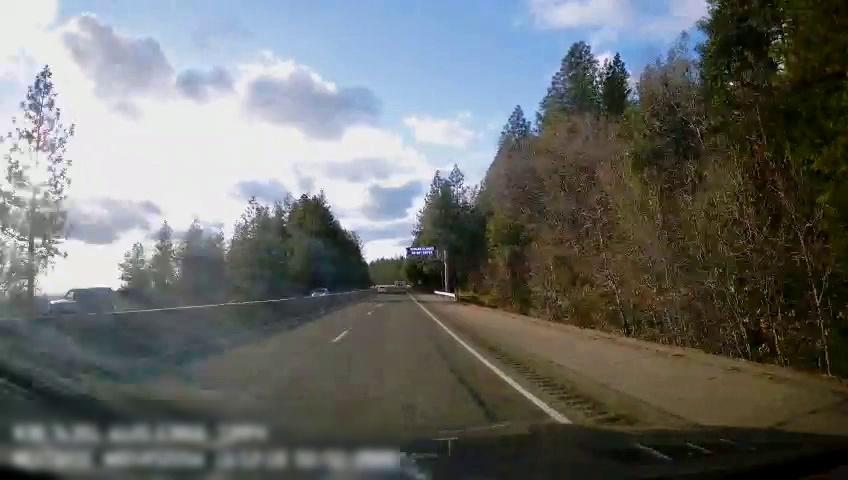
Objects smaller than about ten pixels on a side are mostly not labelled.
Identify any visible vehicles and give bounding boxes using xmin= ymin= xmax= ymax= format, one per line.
xmin=47 ymin=287 xmax=113 ymax=316
xmin=377 ymin=285 xmax=387 ymax=294
xmin=394 ymin=281 xmax=406 ymax=294
xmin=311 ymin=287 xmax=330 ymax=298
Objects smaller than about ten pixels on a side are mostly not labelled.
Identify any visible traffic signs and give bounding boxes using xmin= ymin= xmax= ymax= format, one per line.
xmin=410 ymin=247 xmax=435 ymax=257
